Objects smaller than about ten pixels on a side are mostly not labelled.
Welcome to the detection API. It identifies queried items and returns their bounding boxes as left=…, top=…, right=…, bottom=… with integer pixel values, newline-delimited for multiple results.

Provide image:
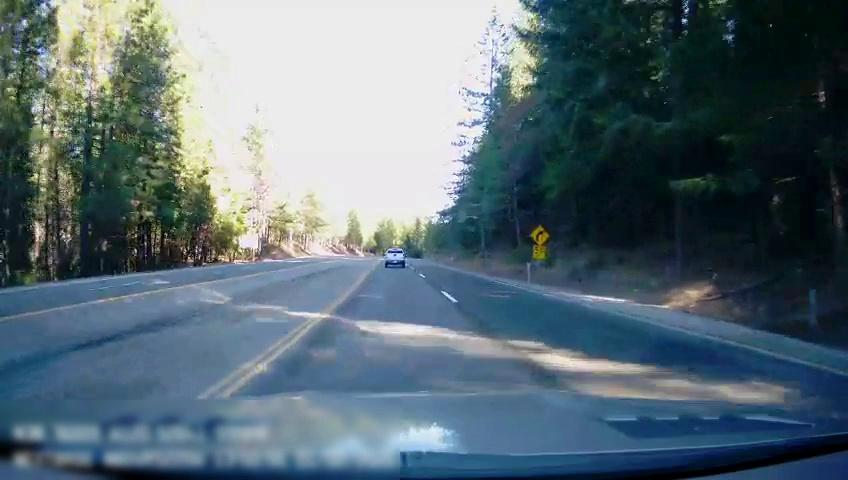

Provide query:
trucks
left=384, top=247, right=406, bottom=268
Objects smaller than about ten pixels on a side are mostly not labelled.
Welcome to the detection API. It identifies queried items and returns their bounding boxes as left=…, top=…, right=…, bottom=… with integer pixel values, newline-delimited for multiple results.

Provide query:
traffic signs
left=531, top=245, right=548, bottom=260
left=529, top=224, right=551, bottom=247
